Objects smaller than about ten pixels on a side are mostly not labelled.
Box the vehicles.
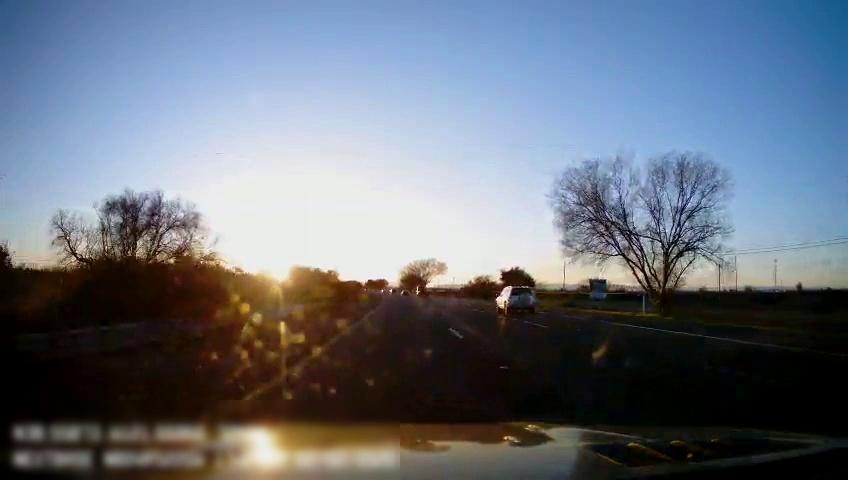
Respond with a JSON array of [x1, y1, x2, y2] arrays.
[[415, 286, 429, 297], [496, 286, 536, 314]]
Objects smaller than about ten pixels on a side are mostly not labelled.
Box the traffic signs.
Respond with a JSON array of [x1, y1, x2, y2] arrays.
[[589, 279, 607, 301]]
